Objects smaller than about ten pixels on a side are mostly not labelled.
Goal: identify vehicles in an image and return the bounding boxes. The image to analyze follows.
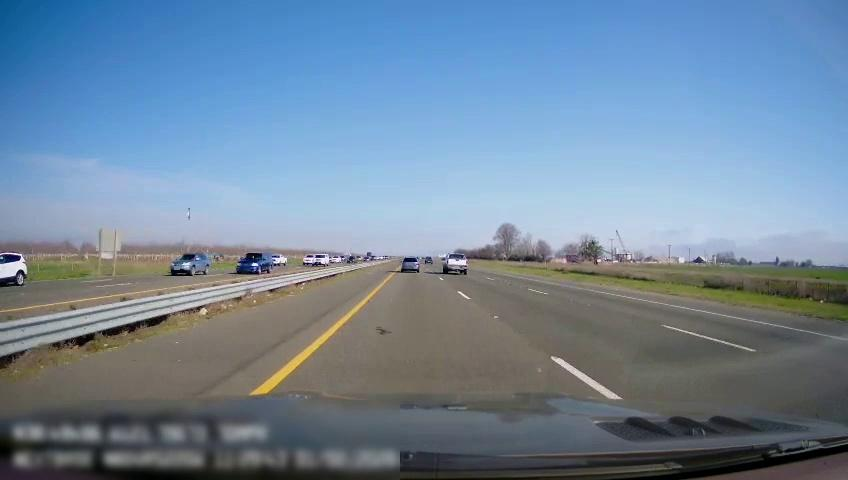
[330,256,342,264]
[236,252,274,275]
[312,254,330,267]
[0,253,28,287]
[303,254,316,266]
[273,255,288,266]
[440,254,468,275]
[170,253,210,276]
[401,256,421,273]
[346,256,358,264]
